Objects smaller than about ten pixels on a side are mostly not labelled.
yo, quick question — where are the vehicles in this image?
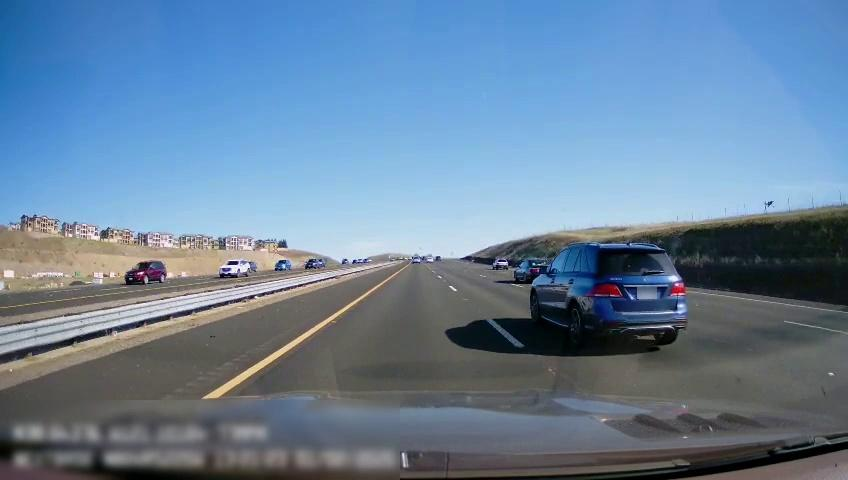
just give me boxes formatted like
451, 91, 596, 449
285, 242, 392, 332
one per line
248, 261, 257, 273
275, 259, 292, 270
514, 259, 549, 283
124, 261, 168, 285
530, 243, 690, 348
219, 259, 250, 279
411, 254, 421, 264
305, 258, 320, 269
493, 256, 509, 270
